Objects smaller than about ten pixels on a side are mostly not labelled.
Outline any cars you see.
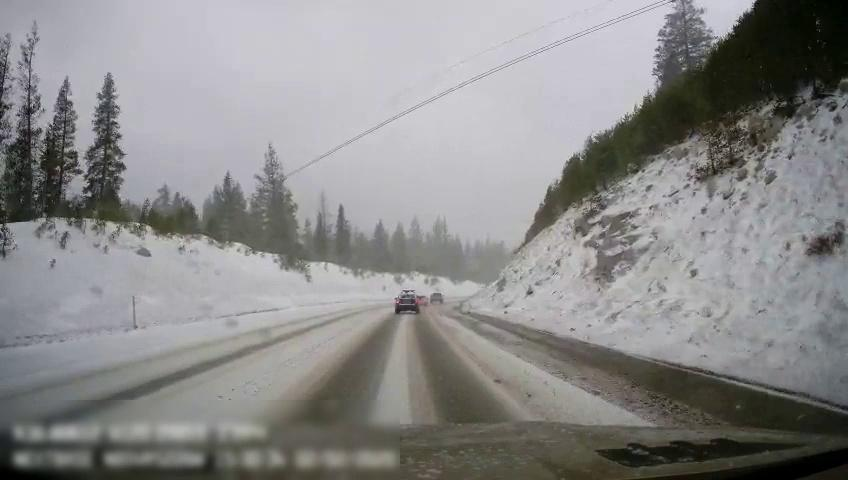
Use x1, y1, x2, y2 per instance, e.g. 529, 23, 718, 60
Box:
415, 295, 429, 306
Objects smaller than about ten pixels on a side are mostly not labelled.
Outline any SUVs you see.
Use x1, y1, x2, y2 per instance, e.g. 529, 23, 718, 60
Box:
430, 292, 444, 304
394, 289, 421, 314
